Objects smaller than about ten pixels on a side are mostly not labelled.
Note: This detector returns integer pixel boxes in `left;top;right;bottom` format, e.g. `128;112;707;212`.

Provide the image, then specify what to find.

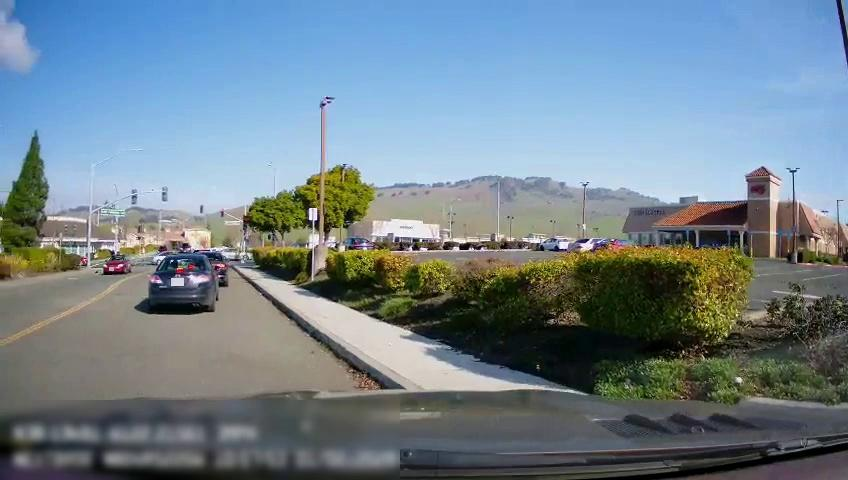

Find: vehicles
150;249;175;266
566;238;602;252
146;252;221;312
101;255;131;276
538;235;570;251
178;241;191;254
345;235;375;251
197;249;232;287
221;246;254;261
594;237;636;253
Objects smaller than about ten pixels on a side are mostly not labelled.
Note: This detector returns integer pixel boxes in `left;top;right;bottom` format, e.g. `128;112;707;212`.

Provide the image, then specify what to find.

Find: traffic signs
99;206;126;219
226;220;242;227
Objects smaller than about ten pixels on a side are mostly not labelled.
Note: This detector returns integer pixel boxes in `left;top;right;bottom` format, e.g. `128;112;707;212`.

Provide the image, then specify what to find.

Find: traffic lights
160;185;169;202
130;189;138;205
